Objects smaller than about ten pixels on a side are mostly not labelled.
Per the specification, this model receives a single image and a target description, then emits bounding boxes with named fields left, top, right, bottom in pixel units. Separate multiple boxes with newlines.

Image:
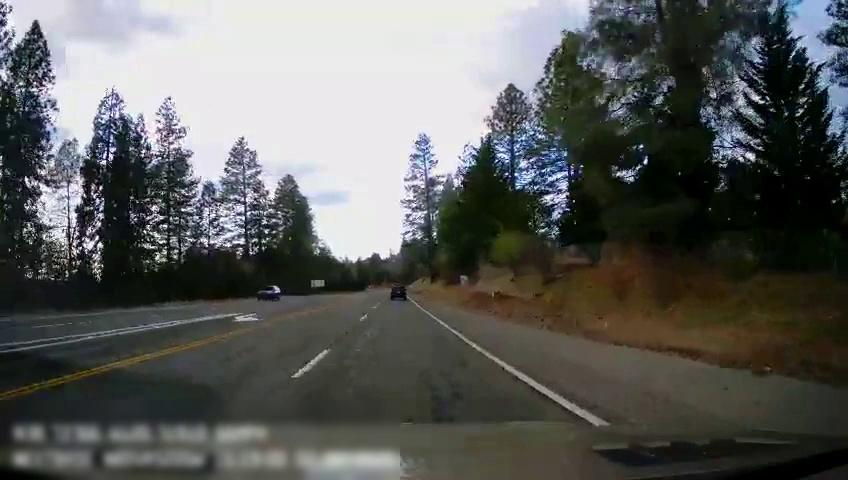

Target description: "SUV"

left=390, top=285, right=408, bottom=301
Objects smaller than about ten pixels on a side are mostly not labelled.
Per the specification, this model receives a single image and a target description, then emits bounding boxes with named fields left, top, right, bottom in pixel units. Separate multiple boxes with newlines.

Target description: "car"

left=257, top=285, right=282, bottom=302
